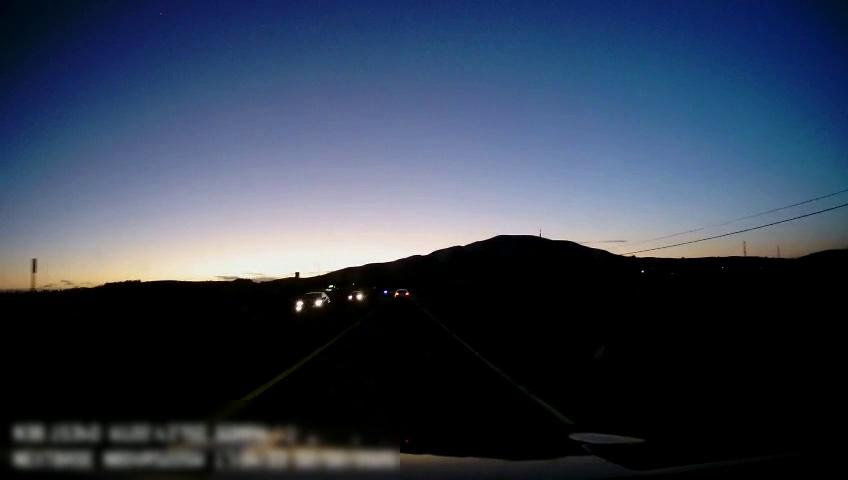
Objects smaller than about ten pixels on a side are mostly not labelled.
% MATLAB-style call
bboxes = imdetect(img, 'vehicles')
[394,288,410,302]
[347,290,367,304]
[294,291,331,313]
